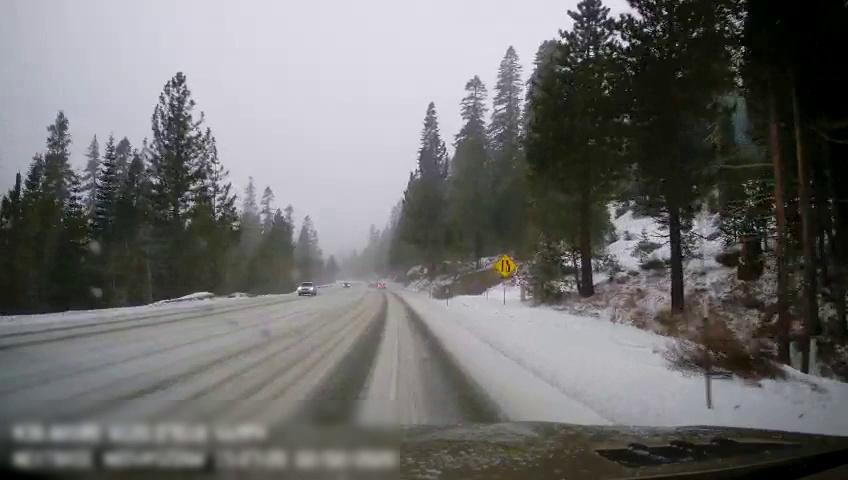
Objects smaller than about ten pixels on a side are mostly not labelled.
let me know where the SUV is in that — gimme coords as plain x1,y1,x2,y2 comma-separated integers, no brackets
297,281,317,297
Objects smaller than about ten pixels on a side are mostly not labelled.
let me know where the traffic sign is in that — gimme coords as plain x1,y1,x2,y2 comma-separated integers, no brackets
494,255,516,278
